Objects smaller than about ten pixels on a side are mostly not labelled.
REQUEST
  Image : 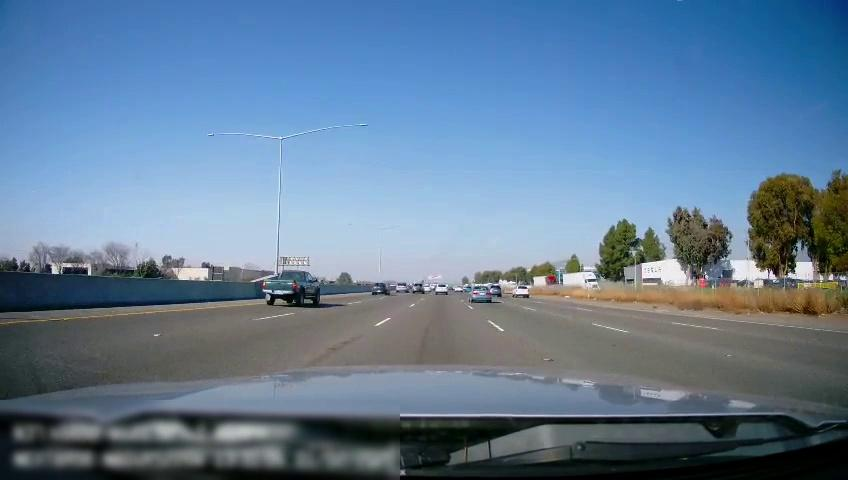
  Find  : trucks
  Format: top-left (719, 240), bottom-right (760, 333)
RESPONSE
top-left (261, 270), bottom-right (322, 306)
top-left (533, 275), bottom-right (558, 287)
top-left (562, 271), bottom-right (600, 290)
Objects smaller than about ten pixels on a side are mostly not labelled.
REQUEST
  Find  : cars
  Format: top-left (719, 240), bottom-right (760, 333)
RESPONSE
top-left (371, 283), bottom-right (390, 296)
top-left (470, 286), bottom-right (493, 304)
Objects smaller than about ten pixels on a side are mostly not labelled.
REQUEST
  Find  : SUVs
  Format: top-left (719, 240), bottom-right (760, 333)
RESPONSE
top-left (510, 284), bottom-right (530, 299)
top-left (395, 281), bottom-right (410, 293)
top-left (412, 283), bottom-right (425, 294)
top-left (487, 284), bottom-right (502, 298)
top-left (435, 284), bottom-right (449, 296)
